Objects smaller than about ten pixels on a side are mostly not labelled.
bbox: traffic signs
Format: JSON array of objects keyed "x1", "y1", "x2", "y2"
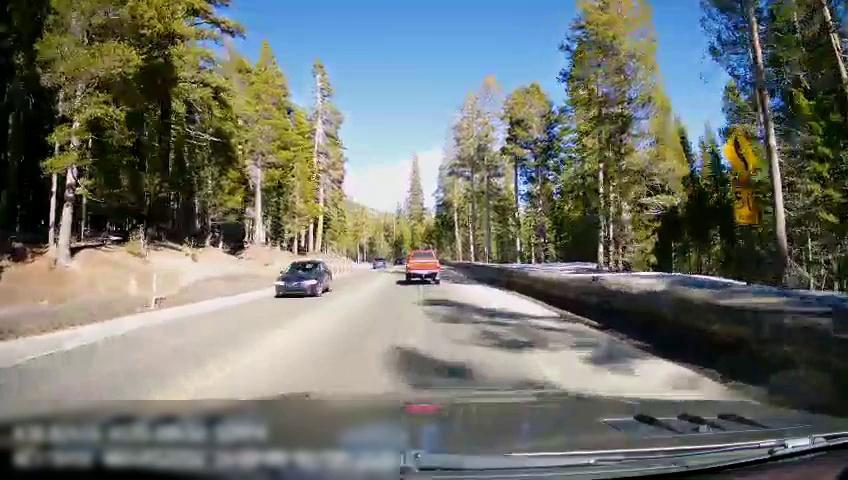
[
  {"x1": 734, "y1": 191, "x2": 762, "y2": 225},
  {"x1": 722, "y1": 126, "x2": 764, "y2": 191}
]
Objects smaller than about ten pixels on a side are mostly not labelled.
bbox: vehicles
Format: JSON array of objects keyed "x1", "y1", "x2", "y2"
[
  {"x1": 404, "y1": 248, "x2": 440, "y2": 283},
  {"x1": 274, "y1": 259, "x2": 332, "y2": 299},
  {"x1": 372, "y1": 258, "x2": 386, "y2": 269}
]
